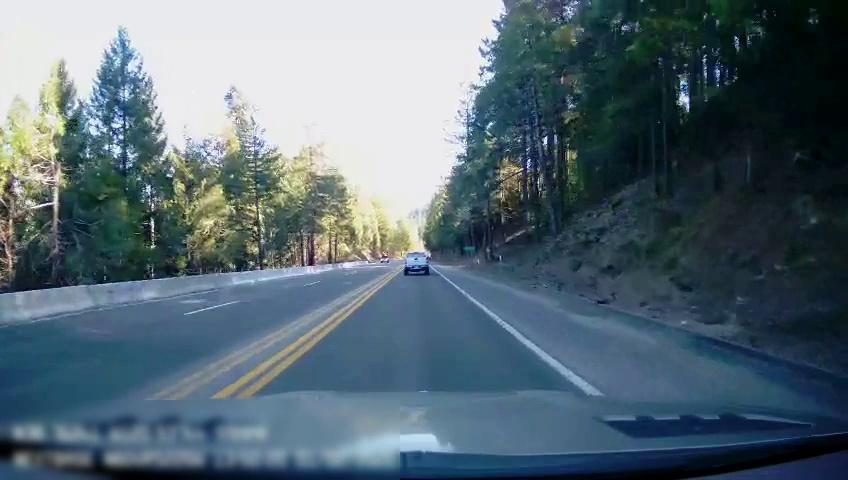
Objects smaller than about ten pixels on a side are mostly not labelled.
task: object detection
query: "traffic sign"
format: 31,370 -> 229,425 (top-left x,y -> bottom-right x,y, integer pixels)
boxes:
463,246 -> 475,252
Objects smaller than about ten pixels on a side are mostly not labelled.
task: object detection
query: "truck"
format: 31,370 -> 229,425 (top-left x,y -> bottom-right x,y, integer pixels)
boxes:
403,250 -> 430,276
